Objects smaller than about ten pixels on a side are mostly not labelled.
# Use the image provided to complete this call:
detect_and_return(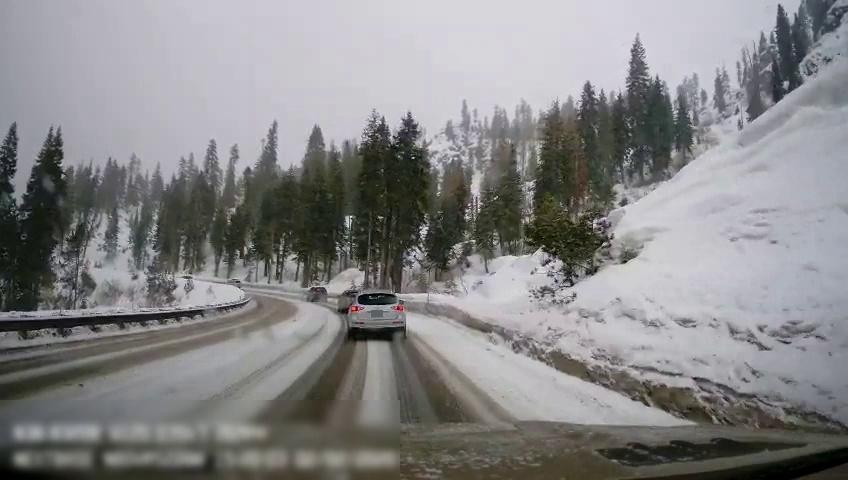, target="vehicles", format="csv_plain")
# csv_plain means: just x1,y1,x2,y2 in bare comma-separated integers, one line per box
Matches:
306,286,329,303
232,279,244,287
337,290,360,315
346,289,407,343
